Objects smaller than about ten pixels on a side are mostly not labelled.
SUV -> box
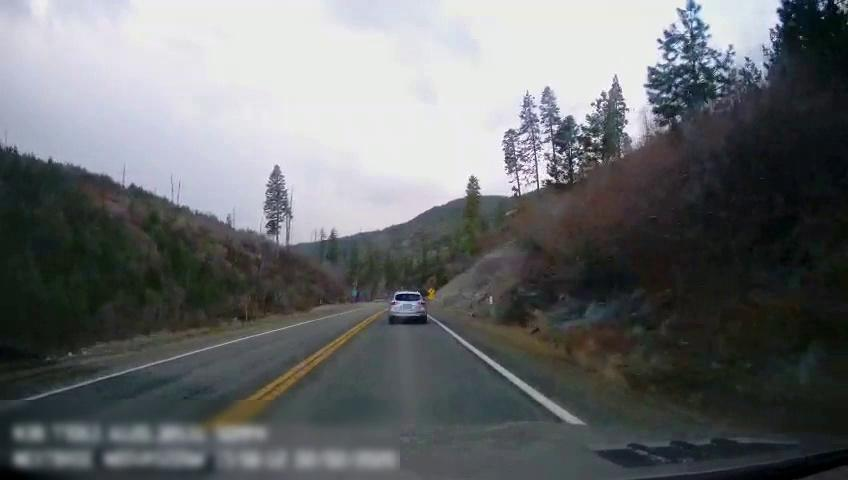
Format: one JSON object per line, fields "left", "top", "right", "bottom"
{"left": 388, "top": 291, "right": 427, "bottom": 324}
